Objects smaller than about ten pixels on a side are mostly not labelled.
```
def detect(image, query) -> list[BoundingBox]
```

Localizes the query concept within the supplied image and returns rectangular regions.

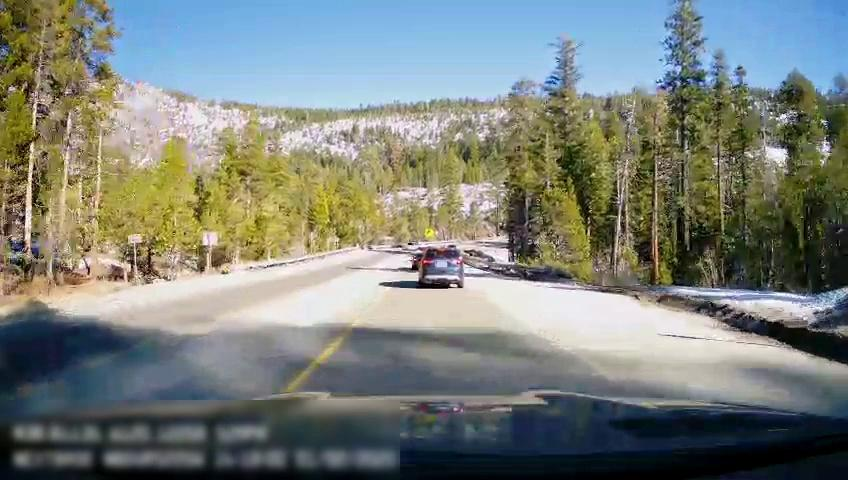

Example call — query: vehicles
[410,253,422,269]
[417,245,465,290]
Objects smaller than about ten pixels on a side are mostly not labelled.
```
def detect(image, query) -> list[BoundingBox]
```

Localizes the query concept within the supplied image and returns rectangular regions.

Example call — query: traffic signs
[425,227,436,238]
